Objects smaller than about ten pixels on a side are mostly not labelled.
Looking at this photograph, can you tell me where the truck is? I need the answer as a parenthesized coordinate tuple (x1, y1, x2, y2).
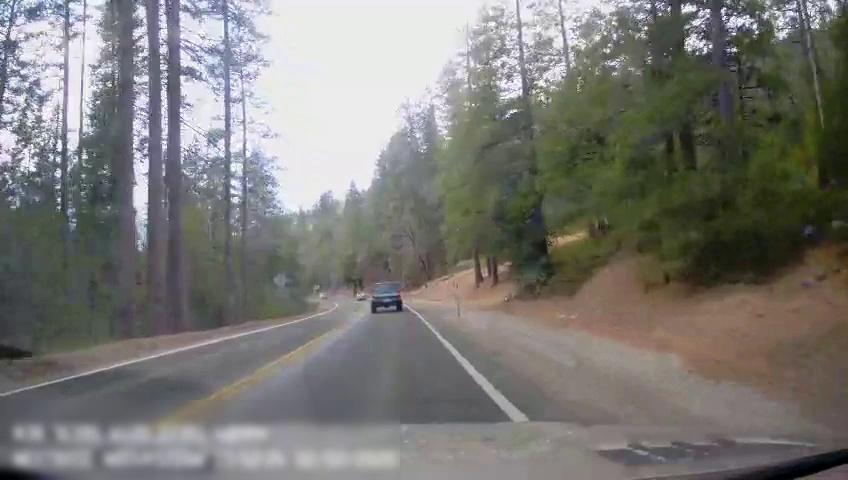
(371, 283, 404, 314)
